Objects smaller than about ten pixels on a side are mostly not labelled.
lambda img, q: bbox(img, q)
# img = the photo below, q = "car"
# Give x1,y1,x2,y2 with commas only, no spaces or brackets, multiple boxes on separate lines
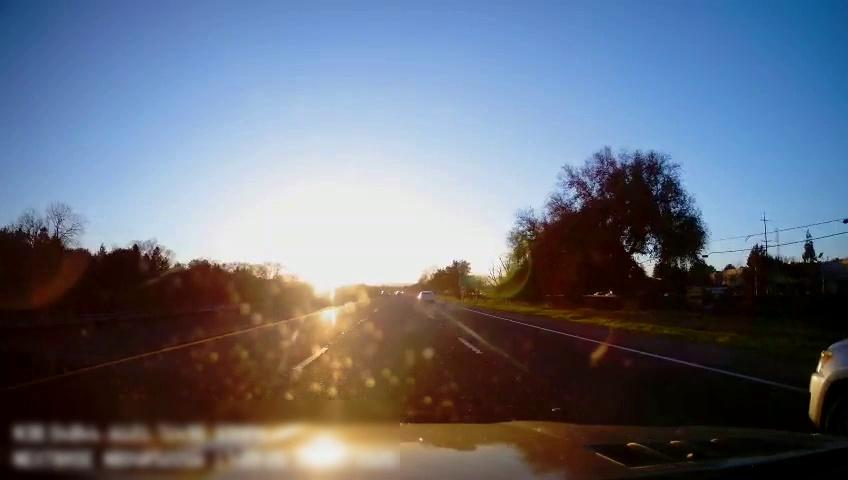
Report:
417,290,434,302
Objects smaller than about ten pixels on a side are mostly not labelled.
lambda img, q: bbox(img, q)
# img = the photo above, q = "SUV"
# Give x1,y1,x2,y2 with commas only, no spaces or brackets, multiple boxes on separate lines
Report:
808,340,848,438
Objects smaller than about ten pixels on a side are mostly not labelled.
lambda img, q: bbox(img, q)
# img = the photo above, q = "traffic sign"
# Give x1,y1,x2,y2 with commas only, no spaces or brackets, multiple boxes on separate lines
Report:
460,274,482,289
